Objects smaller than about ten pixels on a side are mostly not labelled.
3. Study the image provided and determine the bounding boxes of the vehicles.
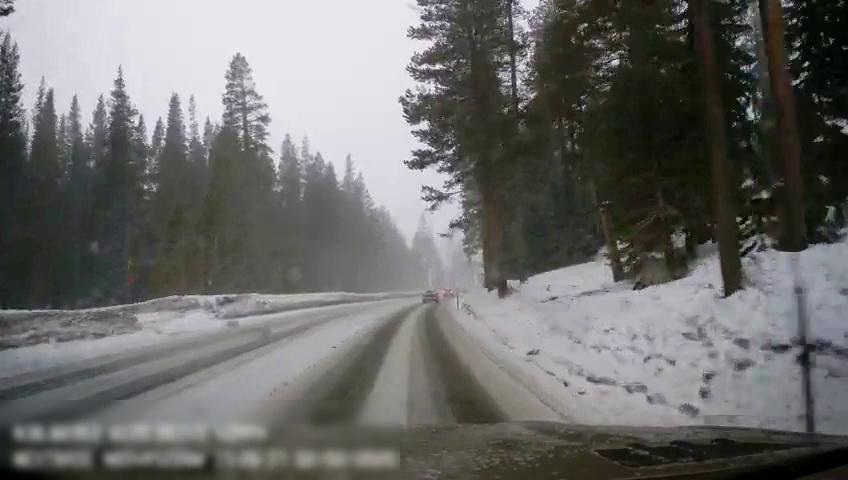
[441,287,454,297]
[422,290,440,304]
